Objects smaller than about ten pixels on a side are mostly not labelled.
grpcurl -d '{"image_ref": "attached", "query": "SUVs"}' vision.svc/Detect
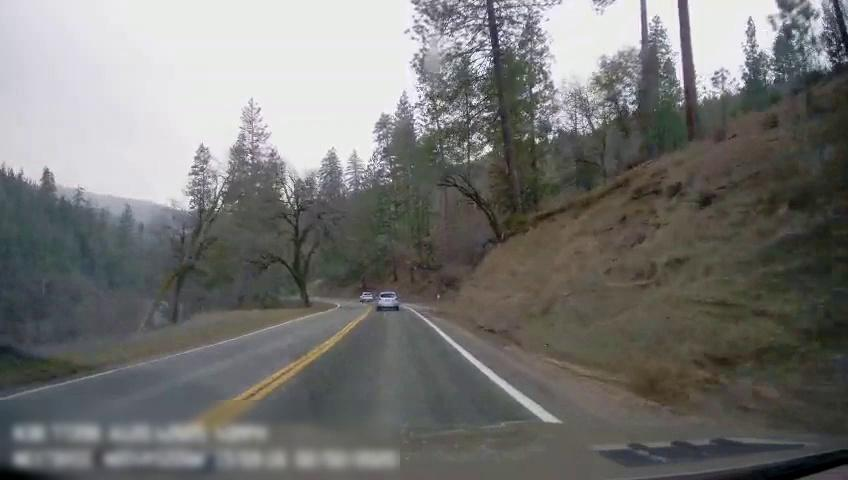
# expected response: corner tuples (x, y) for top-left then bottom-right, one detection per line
(359, 292), (373, 303)
(376, 291), (399, 311)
